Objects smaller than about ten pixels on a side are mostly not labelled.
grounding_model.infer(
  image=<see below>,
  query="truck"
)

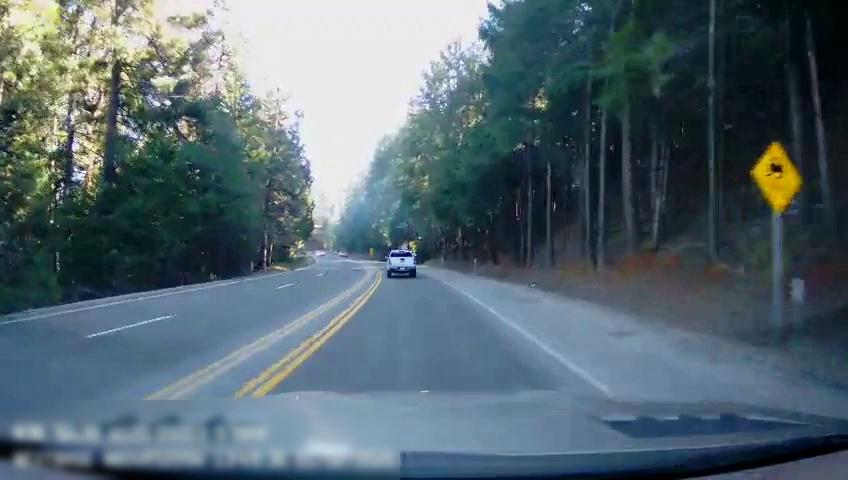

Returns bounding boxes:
[385,249,417,278]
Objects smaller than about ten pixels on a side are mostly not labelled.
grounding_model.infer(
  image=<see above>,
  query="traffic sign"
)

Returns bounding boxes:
[749,140,803,214]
